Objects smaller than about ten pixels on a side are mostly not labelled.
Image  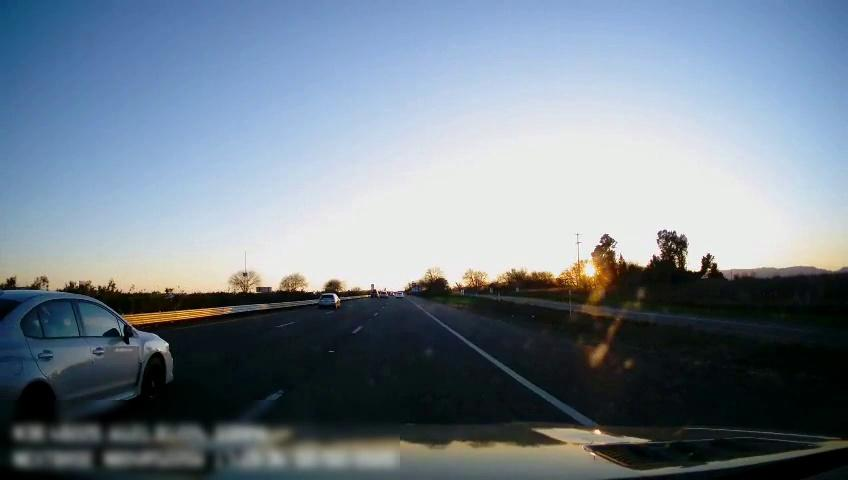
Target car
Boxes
[0,289,174,445]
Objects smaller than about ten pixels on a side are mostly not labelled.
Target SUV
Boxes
[317,293,341,311]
